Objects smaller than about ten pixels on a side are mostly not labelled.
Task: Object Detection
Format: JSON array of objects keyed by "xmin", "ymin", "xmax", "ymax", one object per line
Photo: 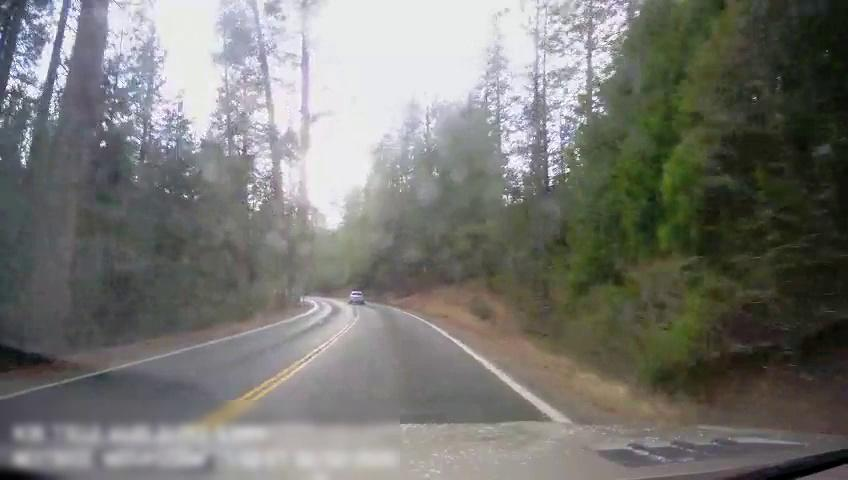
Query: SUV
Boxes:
[{"xmin": 347, "ymin": 291, "xmax": 364, "ymax": 304}]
